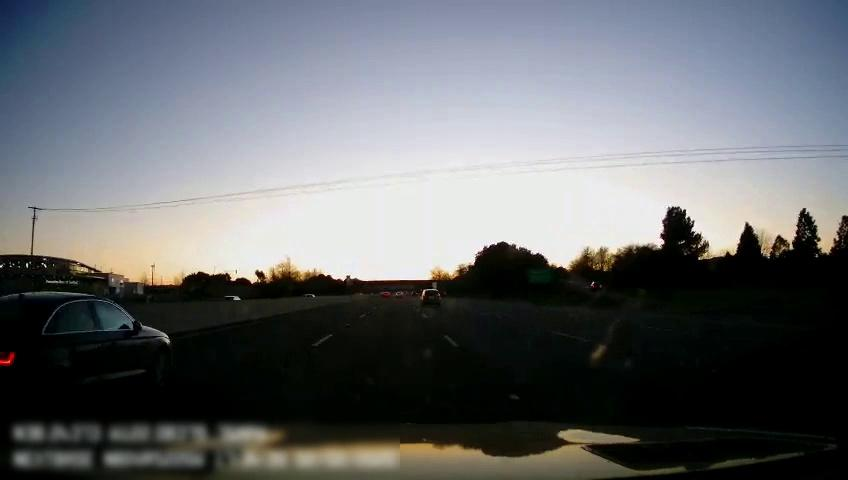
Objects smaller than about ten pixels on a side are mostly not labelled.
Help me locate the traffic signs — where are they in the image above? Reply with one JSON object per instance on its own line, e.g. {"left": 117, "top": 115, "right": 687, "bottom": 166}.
{"left": 527, "top": 268, "right": 552, "bottom": 283}
{"left": 346, "top": 275, "right": 351, "bottom": 286}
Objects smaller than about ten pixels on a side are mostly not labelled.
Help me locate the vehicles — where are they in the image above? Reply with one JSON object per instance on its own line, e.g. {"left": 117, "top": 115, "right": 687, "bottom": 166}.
{"left": 302, "top": 294, "right": 316, "bottom": 298}
{"left": 590, "top": 281, "right": 603, "bottom": 291}
{"left": 0, "top": 291, "right": 175, "bottom": 418}
{"left": 432, "top": 282, "right": 447, "bottom": 298}
{"left": 220, "top": 296, "right": 242, "bottom": 301}
{"left": 420, "top": 289, "right": 441, "bottom": 306}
